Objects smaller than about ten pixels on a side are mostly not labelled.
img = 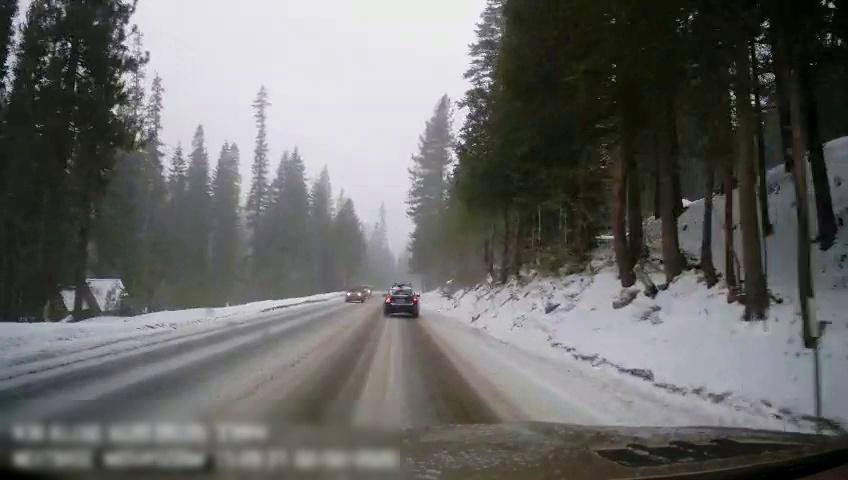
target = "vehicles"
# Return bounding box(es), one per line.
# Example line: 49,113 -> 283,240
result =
383,282 -> 421,319
345,289 -> 366,303
358,286 -> 372,299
